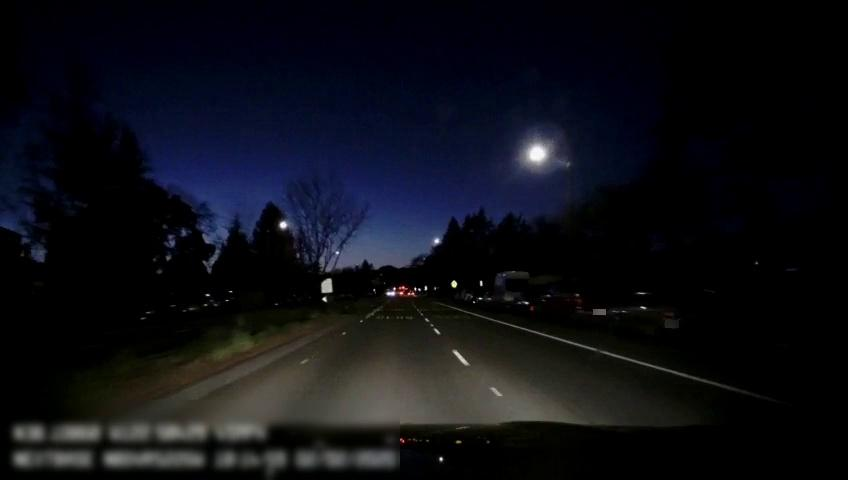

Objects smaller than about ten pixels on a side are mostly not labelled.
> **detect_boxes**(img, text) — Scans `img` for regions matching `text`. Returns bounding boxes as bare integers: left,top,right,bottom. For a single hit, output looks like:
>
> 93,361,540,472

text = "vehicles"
541,279,621,328
512,288,552,316
483,290,494,307
606,289,705,339
471,290,488,307
491,270,530,312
